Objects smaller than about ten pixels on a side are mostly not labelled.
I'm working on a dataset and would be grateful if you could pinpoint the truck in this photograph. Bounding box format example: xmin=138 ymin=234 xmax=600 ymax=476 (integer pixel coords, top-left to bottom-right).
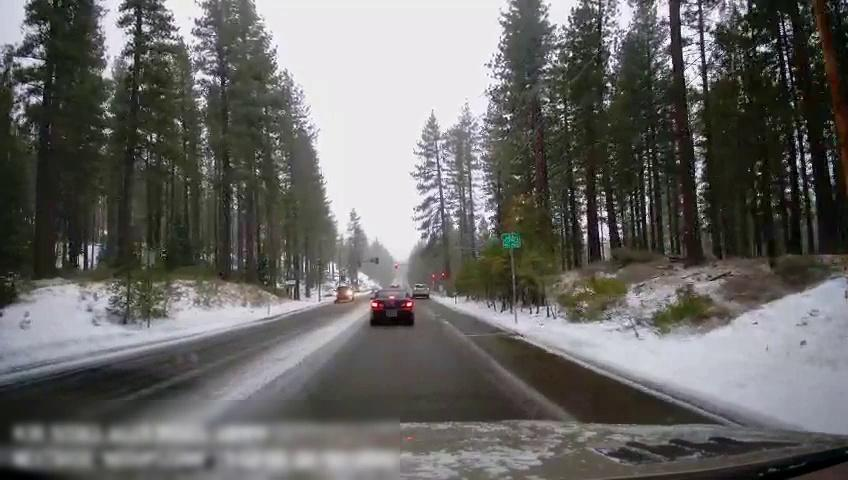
xmin=333 ymin=285 xmax=354 ymax=304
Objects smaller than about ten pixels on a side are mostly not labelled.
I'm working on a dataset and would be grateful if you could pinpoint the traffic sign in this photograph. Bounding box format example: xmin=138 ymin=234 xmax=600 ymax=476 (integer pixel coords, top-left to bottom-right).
xmin=502 ymin=231 xmax=521 ymax=249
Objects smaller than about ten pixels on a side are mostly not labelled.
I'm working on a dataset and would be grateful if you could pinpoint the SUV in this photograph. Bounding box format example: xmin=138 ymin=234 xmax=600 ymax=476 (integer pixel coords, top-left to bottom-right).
xmin=411 ymin=283 xmax=430 ymax=299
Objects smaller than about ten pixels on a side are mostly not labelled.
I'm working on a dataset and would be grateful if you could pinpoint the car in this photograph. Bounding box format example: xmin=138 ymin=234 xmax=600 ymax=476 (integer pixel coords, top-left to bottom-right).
xmin=369 ymin=286 xmax=415 ymax=327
